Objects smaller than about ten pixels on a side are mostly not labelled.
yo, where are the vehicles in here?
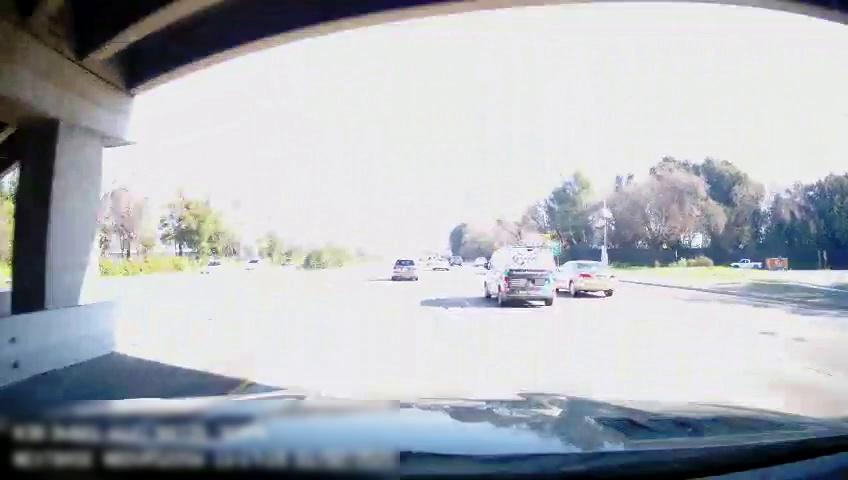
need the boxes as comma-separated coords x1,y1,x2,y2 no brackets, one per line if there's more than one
450,256,463,266
553,260,618,297
431,257,450,272
732,259,762,270
391,260,418,282
472,256,486,267
482,245,555,308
